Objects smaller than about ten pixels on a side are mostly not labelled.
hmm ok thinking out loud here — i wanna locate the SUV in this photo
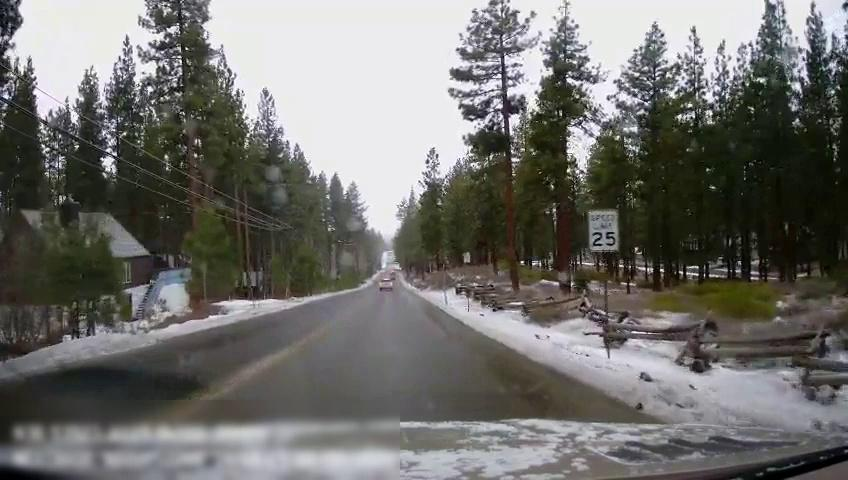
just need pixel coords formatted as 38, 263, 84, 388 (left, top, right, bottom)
378, 276, 396, 293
